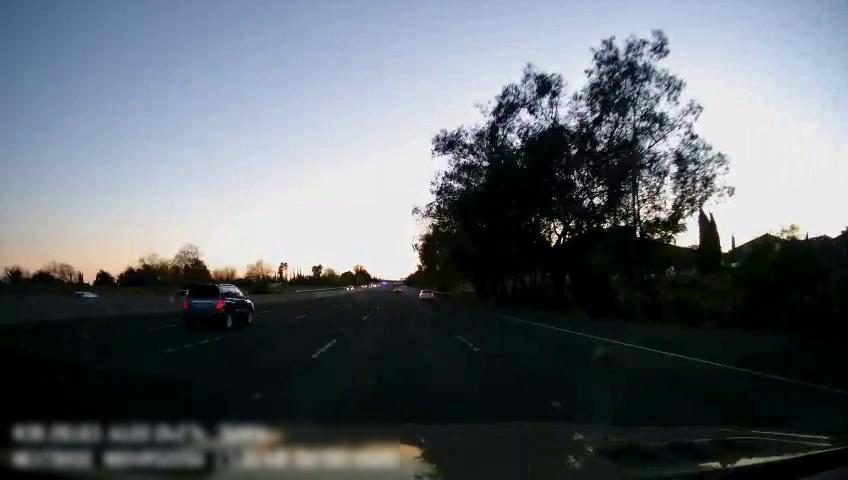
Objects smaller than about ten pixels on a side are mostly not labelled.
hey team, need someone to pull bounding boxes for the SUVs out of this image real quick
[182,283,256,332]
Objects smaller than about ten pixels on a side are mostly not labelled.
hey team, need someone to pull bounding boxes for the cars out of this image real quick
[72,290,97,299]
[419,290,433,301]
